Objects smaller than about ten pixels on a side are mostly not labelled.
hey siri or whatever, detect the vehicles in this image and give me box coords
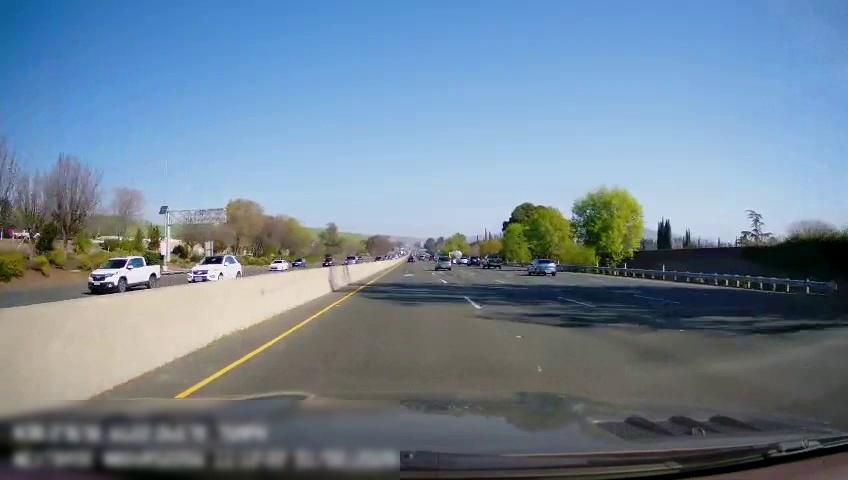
[344,256,363,266]
[269,259,290,272]
[449,251,462,264]
[435,258,452,272]
[291,259,305,268]
[466,256,481,266]
[528,258,557,276]
[186,254,243,285]
[322,256,336,268]
[87,256,162,295]
[374,256,385,262]
[481,255,501,269]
